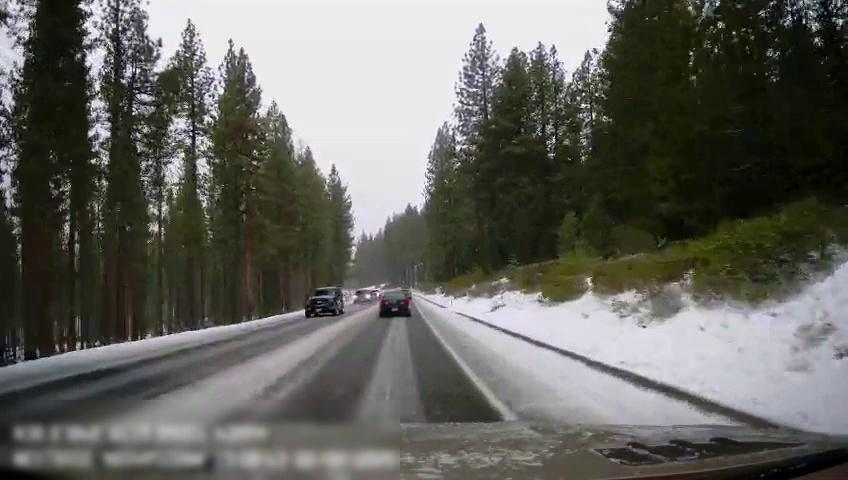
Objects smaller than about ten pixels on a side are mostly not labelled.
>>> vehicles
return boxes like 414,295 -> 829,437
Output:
305,286 -> 345,318
401,288 -> 412,300
370,288 -> 382,300
352,289 -> 374,305
378,290 -> 412,318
